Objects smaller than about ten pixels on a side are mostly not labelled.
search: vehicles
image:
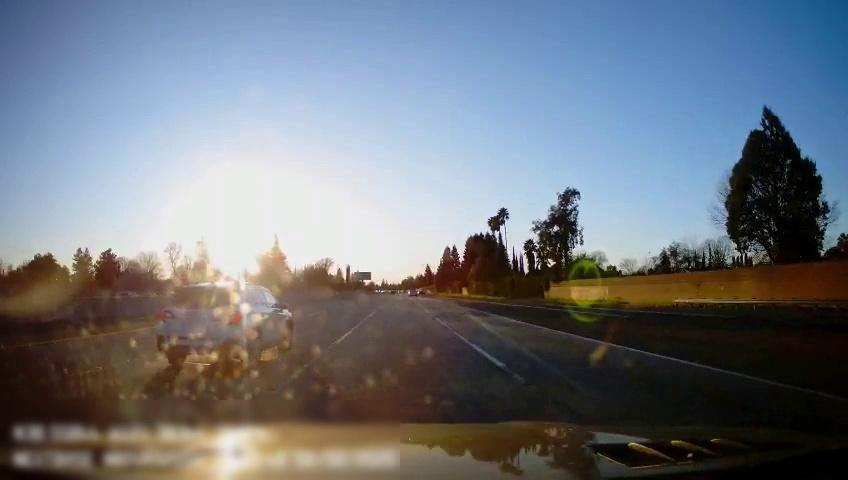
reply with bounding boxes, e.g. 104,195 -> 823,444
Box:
157,284 -> 294,371
407,288 -> 419,298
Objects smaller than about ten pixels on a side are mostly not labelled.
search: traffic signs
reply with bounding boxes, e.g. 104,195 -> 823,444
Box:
352,272 -> 372,280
